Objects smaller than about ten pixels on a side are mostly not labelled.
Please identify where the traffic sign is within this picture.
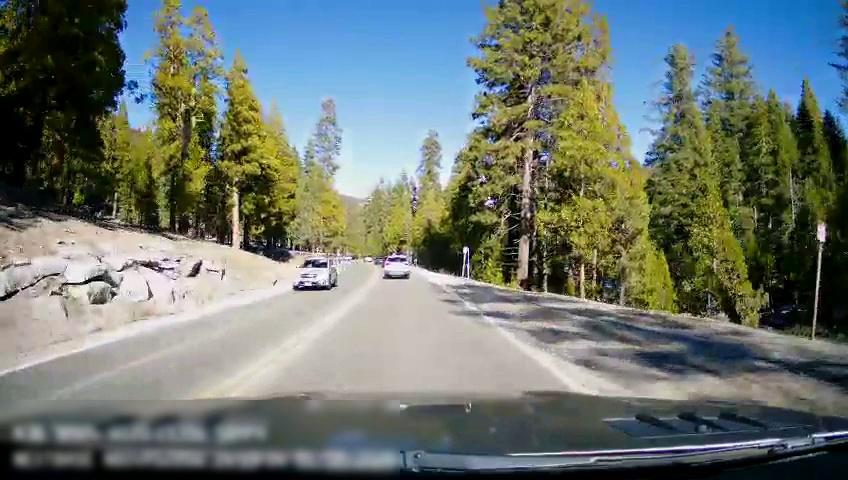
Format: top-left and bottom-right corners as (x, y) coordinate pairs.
(816, 223), (826, 242)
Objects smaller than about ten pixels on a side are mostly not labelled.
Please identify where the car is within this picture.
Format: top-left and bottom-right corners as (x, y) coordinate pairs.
(295, 255), (338, 291)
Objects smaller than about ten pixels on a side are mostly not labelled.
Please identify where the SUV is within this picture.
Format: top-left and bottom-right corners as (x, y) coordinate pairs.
(383, 255), (410, 280)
